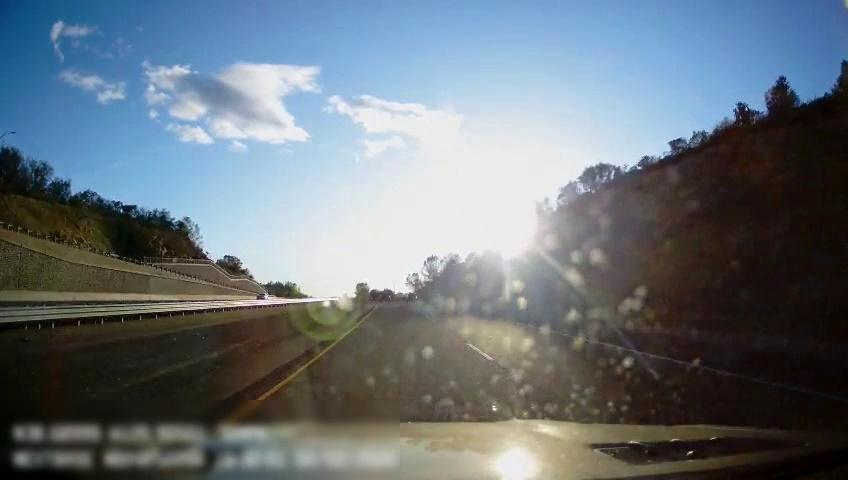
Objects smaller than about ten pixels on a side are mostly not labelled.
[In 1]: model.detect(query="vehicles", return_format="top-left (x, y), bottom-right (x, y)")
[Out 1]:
top-left (379, 293), bottom-right (391, 303)
top-left (255, 292), bottom-right (268, 300)
top-left (406, 293), bottom-right (419, 304)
